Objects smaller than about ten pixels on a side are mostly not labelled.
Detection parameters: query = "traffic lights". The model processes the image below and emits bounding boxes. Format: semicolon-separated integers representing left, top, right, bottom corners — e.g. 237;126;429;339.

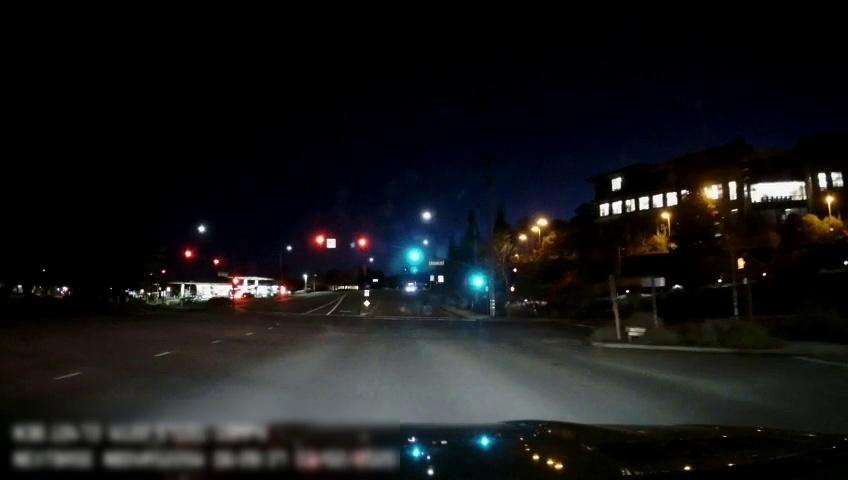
358;238;366;253
472;272;484;289
316;235;324;250
711;208;724;238
737;255;746;270
410;248;418;264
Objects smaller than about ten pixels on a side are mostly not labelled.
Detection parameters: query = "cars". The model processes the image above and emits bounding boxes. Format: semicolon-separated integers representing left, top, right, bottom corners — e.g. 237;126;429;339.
241;292;255;299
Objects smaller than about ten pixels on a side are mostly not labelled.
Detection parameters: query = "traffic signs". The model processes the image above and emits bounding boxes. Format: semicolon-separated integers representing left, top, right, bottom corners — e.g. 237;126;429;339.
326;239;336;250
429;260;445;265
